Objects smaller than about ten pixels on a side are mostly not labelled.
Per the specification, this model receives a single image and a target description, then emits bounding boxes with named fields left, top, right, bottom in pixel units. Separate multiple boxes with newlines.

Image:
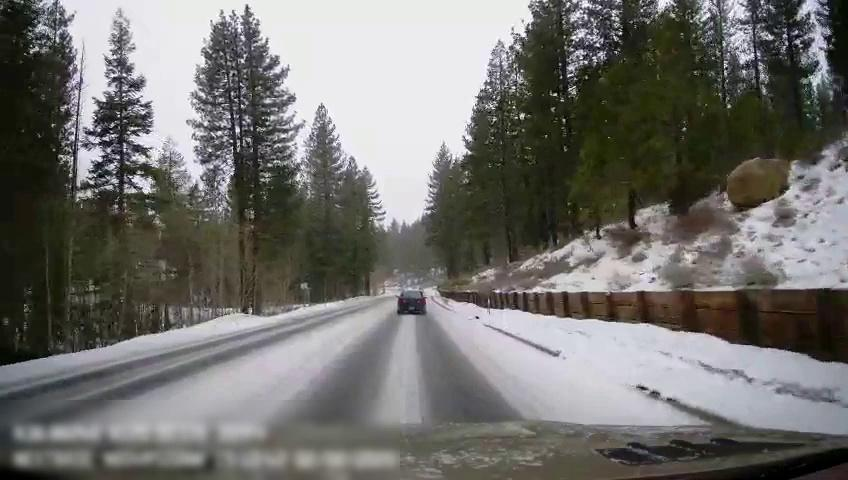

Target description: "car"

left=395, top=290, right=428, bottom=315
